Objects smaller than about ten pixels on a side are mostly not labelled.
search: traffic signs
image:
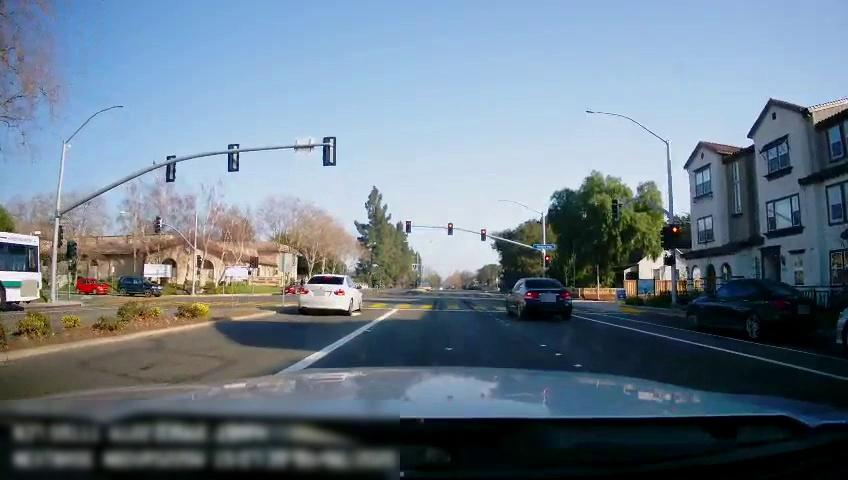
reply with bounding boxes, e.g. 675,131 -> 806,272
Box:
536,243 -> 559,249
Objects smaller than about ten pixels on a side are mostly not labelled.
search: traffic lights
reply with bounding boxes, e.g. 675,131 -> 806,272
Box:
227,142 -> 241,172
480,226 -> 487,242
543,254 -> 553,269
404,219 -> 413,233
659,225 -> 671,251
320,135 -> 338,169
611,198 -> 621,223
153,214 -> 164,235
65,239 -> 79,259
196,255 -> 203,269
165,153 -> 177,184
669,223 -> 681,249
57,224 -> 65,249
447,222 -> 454,236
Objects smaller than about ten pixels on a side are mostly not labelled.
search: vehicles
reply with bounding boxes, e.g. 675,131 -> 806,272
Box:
296,273 -> 364,315
832,308 -> 848,352
500,277 -> 572,323
0,230 -> 43,307
73,276 -> 113,297
281,279 -> 306,295
115,275 -> 158,297
682,276 -> 818,342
